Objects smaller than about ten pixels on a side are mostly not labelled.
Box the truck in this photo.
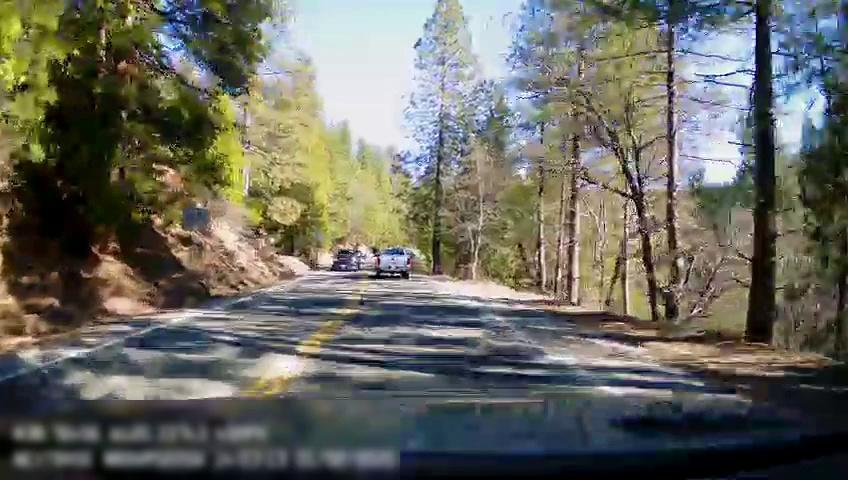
[374,247,410,278]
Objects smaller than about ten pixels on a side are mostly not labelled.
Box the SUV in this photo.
[330,249,362,272]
